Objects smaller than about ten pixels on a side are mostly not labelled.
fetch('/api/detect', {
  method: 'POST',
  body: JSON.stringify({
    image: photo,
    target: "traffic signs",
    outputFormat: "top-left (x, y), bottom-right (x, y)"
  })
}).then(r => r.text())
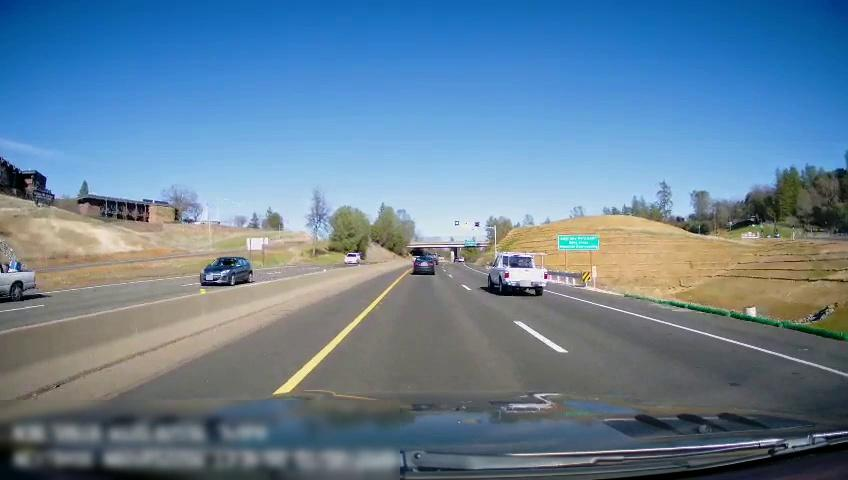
top-left (581, 272), bottom-right (593, 283)
top-left (463, 239), bottom-right (479, 248)
top-left (559, 234), bottom-right (600, 251)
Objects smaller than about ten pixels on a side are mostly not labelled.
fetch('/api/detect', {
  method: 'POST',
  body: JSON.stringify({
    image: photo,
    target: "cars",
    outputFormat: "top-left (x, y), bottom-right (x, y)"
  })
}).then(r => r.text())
top-left (412, 255), bottom-right (435, 275)
top-left (198, 256), bottom-right (255, 287)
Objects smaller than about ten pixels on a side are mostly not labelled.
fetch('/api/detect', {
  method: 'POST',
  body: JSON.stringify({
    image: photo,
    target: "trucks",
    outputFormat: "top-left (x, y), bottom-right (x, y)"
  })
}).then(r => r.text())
top-left (487, 254), bottom-right (548, 297)
top-left (0, 271), bottom-right (36, 302)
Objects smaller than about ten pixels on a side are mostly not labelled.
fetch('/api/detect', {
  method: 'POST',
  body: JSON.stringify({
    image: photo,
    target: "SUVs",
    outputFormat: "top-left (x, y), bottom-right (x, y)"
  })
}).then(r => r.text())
top-left (343, 252), bottom-right (362, 266)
